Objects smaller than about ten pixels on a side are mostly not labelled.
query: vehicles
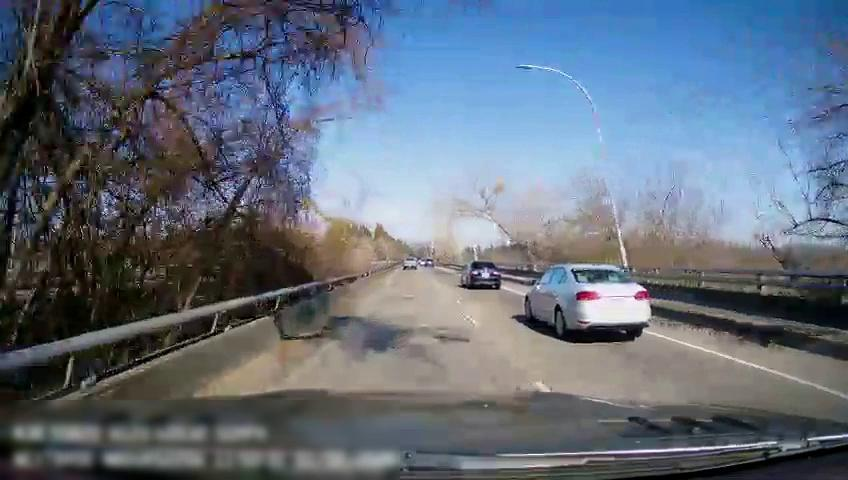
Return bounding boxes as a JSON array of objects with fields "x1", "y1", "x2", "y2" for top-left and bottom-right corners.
[
  {"x1": 461, "y1": 261, "x2": 501, "y2": 290},
  {"x1": 523, "y1": 263, "x2": 652, "y2": 341},
  {"x1": 403, "y1": 256, "x2": 417, "y2": 270}
]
